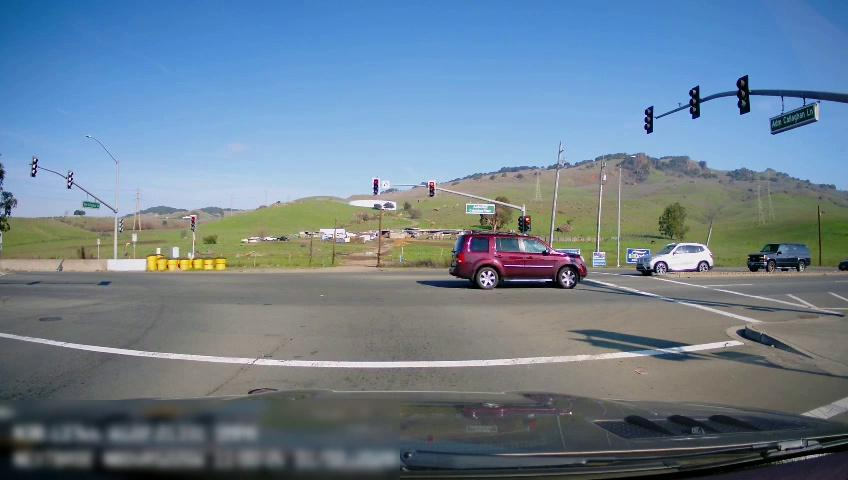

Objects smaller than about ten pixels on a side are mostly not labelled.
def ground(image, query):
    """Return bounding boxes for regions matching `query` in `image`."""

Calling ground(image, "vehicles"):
[838,261,848,272]
[448,230,588,290]
[746,243,812,273]
[636,242,714,276]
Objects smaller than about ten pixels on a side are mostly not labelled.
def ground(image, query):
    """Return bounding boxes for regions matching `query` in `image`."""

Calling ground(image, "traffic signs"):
[768,100,821,135]
[81,199,101,209]
[464,201,497,216]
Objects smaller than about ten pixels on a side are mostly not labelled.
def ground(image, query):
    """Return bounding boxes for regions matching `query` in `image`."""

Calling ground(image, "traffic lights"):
[189,214,198,232]
[66,168,75,190]
[426,178,437,197]
[687,84,702,120]
[517,215,525,232]
[735,74,751,115]
[371,176,382,196]
[30,156,40,178]
[523,214,533,232]
[117,215,125,233]
[643,104,655,135]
